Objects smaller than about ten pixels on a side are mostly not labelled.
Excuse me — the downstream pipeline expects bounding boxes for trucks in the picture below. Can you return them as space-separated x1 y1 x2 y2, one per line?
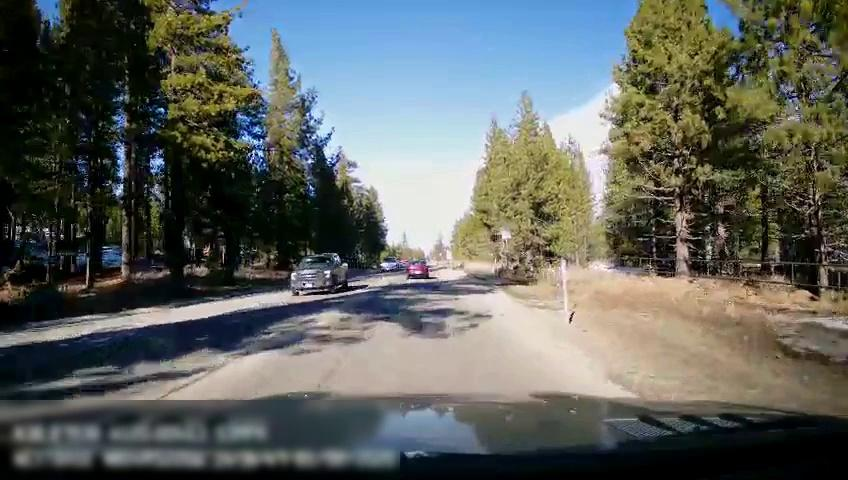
378 256 401 273
290 253 349 297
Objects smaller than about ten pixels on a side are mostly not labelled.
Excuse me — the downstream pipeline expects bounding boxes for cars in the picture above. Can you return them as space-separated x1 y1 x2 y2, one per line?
406 259 429 279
